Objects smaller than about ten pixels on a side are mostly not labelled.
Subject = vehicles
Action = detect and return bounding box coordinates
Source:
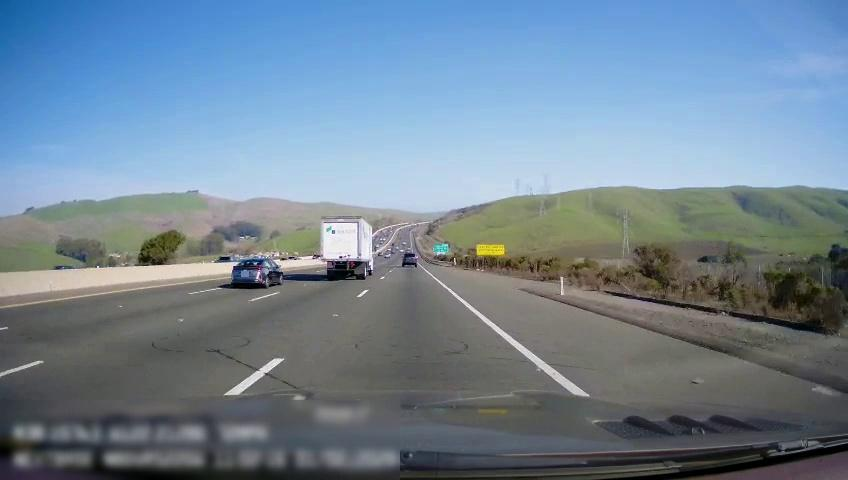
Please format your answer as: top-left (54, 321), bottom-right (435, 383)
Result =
top-left (214, 255), bottom-right (234, 264)
top-left (402, 252), bottom-right (417, 267)
top-left (230, 256), bottom-right (284, 289)
top-left (320, 217), bottom-right (374, 281)
top-left (52, 264), bottom-right (83, 271)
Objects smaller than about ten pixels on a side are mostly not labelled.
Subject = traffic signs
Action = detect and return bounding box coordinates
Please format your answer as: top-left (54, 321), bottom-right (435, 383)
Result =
top-left (437, 252), bottom-right (448, 257)
top-left (476, 244), bottom-right (505, 256)
top-left (433, 243), bottom-right (449, 253)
